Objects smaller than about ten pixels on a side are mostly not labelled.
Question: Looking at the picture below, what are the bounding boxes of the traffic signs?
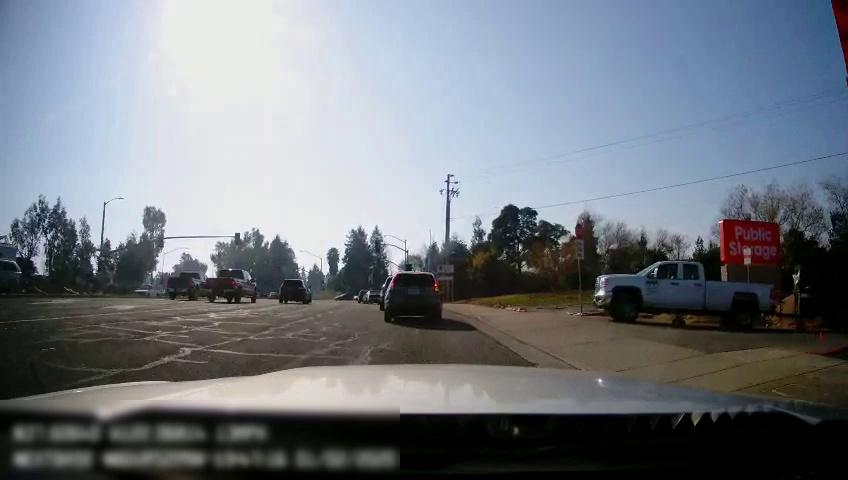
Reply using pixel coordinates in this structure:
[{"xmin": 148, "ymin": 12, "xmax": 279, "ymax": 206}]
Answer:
[
  {"xmin": 832, "ymin": 1, "xmax": 848, "ymax": 74},
  {"xmin": 438, "ymin": 265, "xmax": 454, "ymax": 274},
  {"xmin": 574, "ymin": 239, "xmax": 583, "ymax": 262}
]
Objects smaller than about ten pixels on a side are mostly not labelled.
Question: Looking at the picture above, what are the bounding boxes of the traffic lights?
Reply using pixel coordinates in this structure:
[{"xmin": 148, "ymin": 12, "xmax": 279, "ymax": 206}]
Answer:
[
  {"xmin": 156, "ymin": 229, "xmax": 164, "ymax": 248},
  {"xmin": 374, "ymin": 239, "xmax": 380, "ymax": 254},
  {"xmin": 404, "ymin": 264, "xmax": 413, "ymax": 275},
  {"xmin": 234, "ymin": 232, "xmax": 241, "ymax": 248}
]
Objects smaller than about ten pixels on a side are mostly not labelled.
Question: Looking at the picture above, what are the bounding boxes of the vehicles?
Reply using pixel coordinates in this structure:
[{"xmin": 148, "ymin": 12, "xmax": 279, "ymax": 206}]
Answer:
[
  {"xmin": 356, "ymin": 290, "xmax": 367, "ymax": 303},
  {"xmin": 362, "ymin": 290, "xmax": 379, "ymax": 304},
  {"xmin": 277, "ymin": 278, "xmax": 313, "ymax": 305},
  {"xmin": 165, "ymin": 271, "xmax": 209, "ymax": 300},
  {"xmin": 593, "ymin": 261, "xmax": 775, "ymax": 333},
  {"xmin": 382, "ymin": 271, "xmax": 443, "ymax": 324},
  {"xmin": 0, "ymin": 257, "xmax": 24, "ymax": 291},
  {"xmin": 207, "ymin": 268, "xmax": 257, "ymax": 304},
  {"xmin": 378, "ymin": 277, "xmax": 391, "ymax": 311},
  {"xmin": 334, "ymin": 292, "xmax": 354, "ymax": 301}
]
